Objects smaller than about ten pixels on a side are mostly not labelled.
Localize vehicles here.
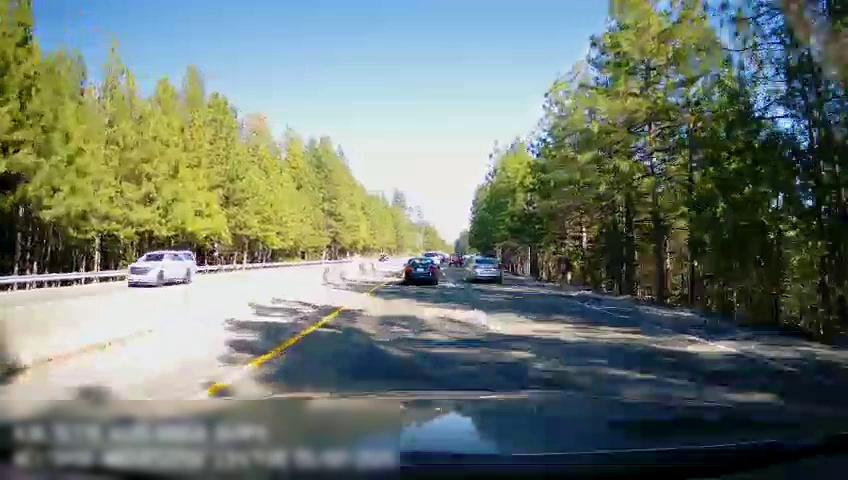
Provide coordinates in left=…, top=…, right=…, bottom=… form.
left=420, top=252, right=441, bottom=265
left=449, top=255, right=463, bottom=267
left=402, top=257, right=440, bottom=285
left=469, top=257, right=505, bottom=285
left=126, top=250, right=197, bottom=288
